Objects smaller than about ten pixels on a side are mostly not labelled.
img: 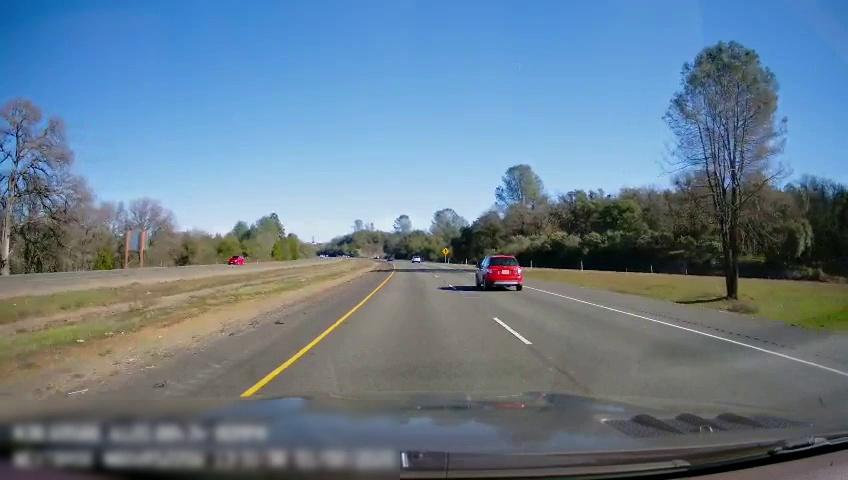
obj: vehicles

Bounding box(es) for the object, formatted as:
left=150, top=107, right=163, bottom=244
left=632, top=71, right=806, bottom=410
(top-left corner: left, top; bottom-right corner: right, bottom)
left=225, top=255, right=248, bottom=266
left=410, top=255, right=420, bottom=263
left=475, top=255, right=523, bottom=291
